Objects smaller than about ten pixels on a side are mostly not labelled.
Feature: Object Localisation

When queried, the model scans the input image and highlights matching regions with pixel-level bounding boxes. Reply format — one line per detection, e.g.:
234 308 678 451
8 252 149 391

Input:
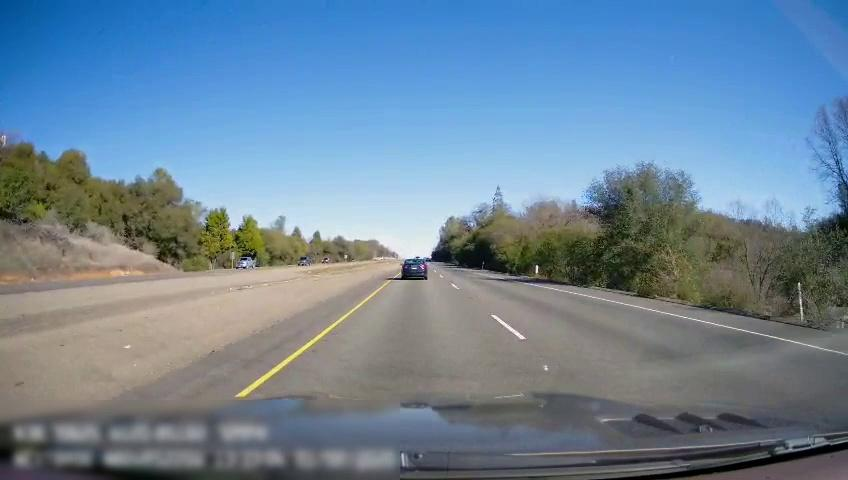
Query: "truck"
236 257 257 269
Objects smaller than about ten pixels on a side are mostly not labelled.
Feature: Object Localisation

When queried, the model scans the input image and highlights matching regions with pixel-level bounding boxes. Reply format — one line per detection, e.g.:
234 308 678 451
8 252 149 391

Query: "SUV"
297 256 311 267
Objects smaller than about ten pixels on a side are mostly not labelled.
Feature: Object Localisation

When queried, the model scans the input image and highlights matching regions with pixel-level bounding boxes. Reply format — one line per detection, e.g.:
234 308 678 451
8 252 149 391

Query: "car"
401 257 429 281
